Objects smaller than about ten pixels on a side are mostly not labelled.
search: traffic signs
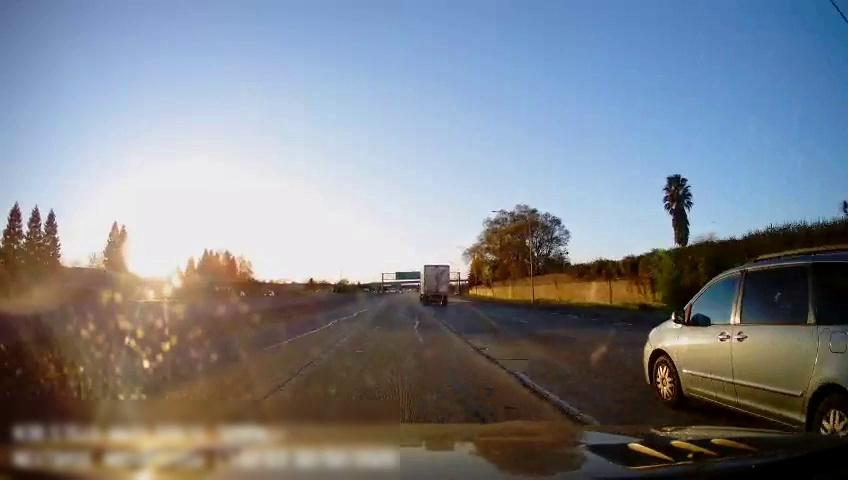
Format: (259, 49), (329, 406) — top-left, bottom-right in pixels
(395, 271), (420, 280)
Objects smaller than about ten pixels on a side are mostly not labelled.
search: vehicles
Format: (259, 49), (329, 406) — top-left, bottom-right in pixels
(263, 291), (275, 297)
(643, 245), (848, 439)
(420, 264), (450, 305)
